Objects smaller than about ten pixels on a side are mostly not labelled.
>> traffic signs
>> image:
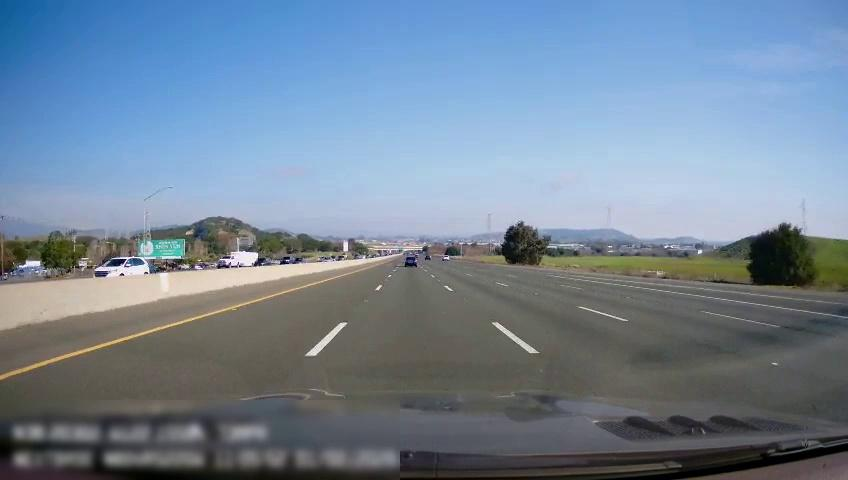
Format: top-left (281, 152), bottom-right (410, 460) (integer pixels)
top-left (343, 239), bottom-right (349, 252)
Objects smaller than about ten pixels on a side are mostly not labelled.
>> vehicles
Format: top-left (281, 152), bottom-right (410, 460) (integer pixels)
top-left (404, 255), bottom-right (418, 268)
top-left (251, 257), bottom-right (272, 268)
top-left (216, 254), bottom-right (241, 269)
top-left (93, 257), bottom-right (150, 279)
top-left (290, 258), bottom-right (307, 265)
top-left (278, 256), bottom-right (295, 265)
